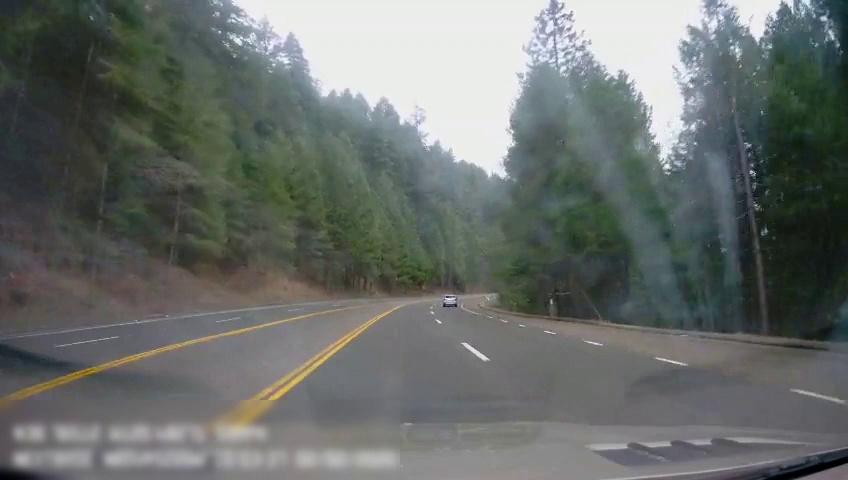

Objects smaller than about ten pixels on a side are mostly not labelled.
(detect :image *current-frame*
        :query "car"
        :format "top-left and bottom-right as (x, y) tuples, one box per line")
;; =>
(442, 293), (459, 308)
